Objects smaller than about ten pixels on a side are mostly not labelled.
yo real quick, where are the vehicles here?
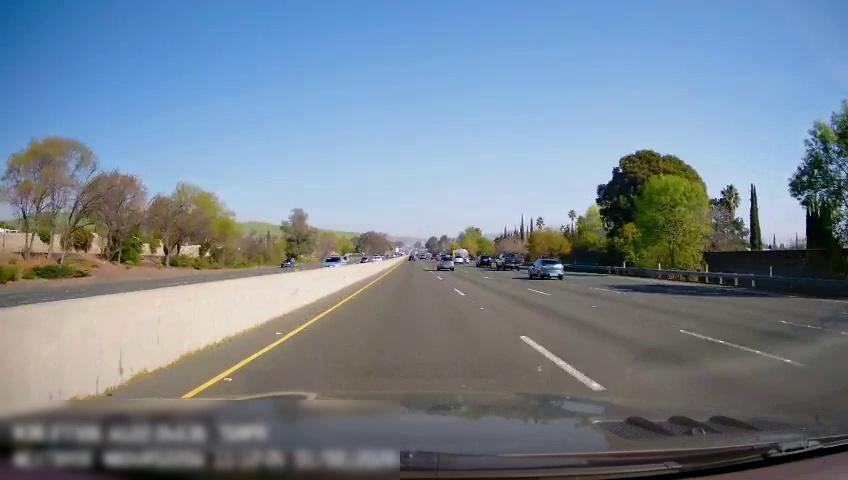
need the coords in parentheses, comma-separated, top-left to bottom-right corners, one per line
(528, 259, 564, 280)
(323, 255, 344, 267)
(496, 254, 521, 272)
(452, 249, 470, 263)
(359, 256, 369, 264)
(341, 255, 351, 265)
(371, 255, 383, 263)
(280, 258, 296, 268)
(475, 254, 493, 267)
(436, 255, 455, 270)
(454, 255, 464, 264)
